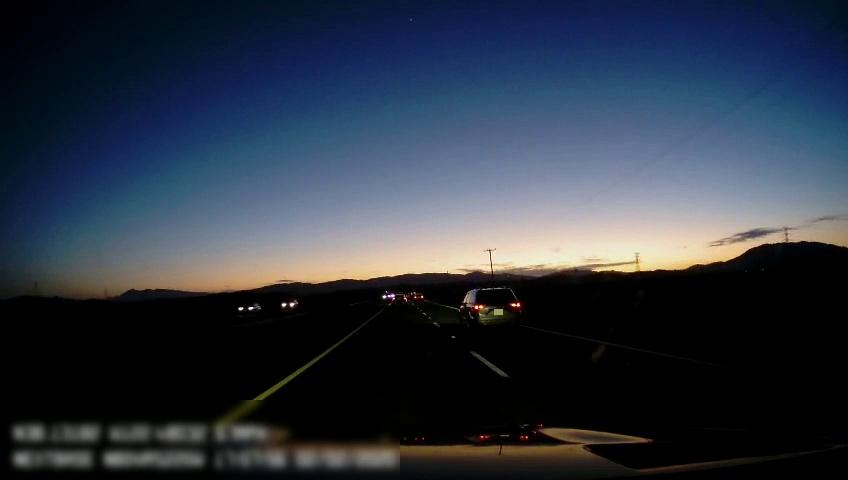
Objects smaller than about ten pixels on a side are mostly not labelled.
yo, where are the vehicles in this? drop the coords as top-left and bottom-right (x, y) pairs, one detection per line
(413, 293), (425, 303)
(392, 294), (408, 307)
(456, 287), (523, 332)
(237, 302), (262, 313)
(281, 298), (299, 310)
